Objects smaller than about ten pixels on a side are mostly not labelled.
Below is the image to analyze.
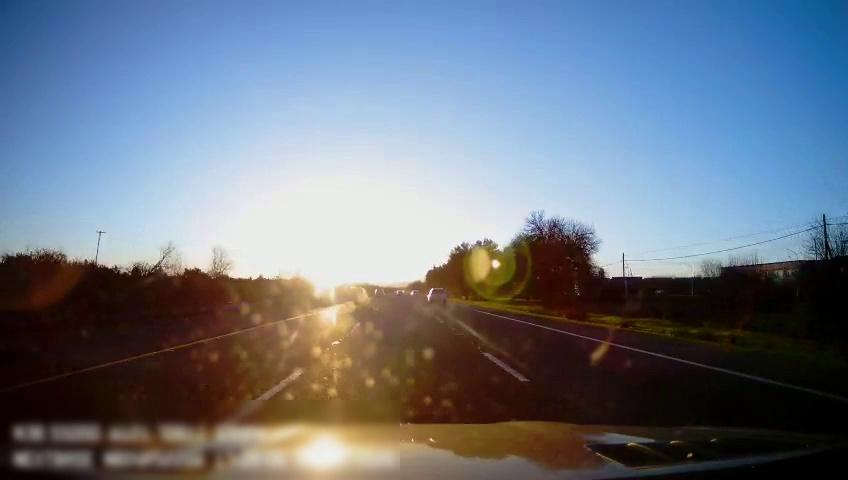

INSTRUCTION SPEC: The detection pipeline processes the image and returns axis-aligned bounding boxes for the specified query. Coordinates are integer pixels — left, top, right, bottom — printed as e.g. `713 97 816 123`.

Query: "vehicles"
427 288 449 305
336 285 367 313
374 288 388 301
